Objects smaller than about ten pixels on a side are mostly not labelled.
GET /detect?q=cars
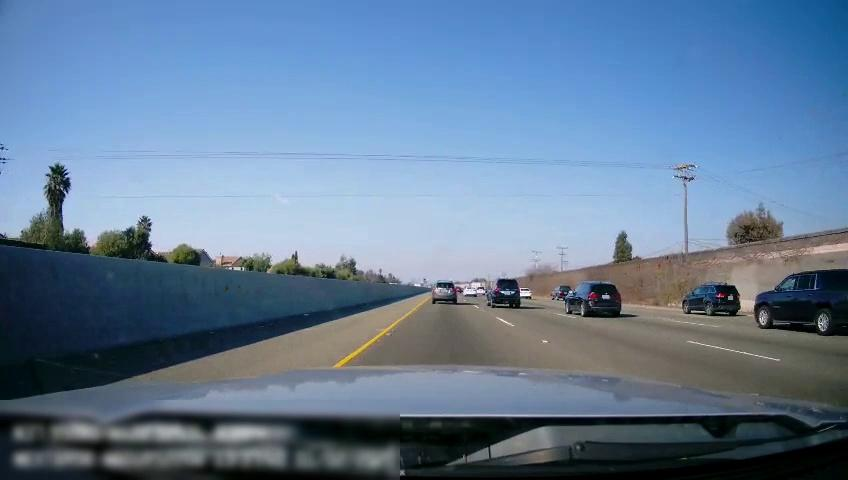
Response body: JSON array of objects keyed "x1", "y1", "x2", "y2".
[
  {"x1": 475, "y1": 286, "x2": 486, "y2": 296},
  {"x1": 462, "y1": 286, "x2": 478, "y2": 298},
  {"x1": 519, "y1": 287, "x2": 532, "y2": 300}
]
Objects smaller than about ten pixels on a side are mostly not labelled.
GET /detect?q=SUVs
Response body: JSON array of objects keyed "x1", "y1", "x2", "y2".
[
  {"x1": 753, "y1": 268, "x2": 848, "y2": 336},
  {"x1": 565, "y1": 280, "x2": 622, "y2": 317},
  {"x1": 486, "y1": 278, "x2": 521, "y2": 309},
  {"x1": 551, "y1": 284, "x2": 572, "y2": 301},
  {"x1": 681, "y1": 282, "x2": 741, "y2": 317},
  {"x1": 432, "y1": 280, "x2": 457, "y2": 305}
]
